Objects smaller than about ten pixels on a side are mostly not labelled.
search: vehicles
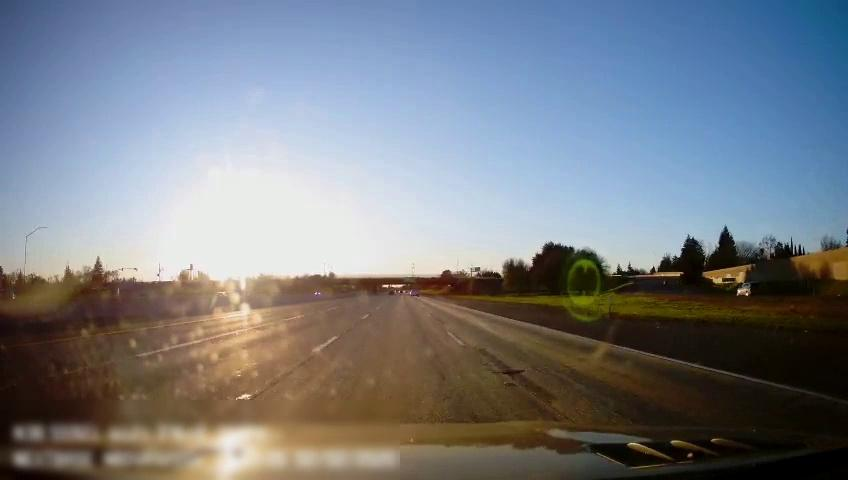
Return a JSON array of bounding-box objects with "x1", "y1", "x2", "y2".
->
[
  {"x1": 737, "y1": 281, "x2": 767, "y2": 297},
  {"x1": 409, "y1": 288, "x2": 420, "y2": 298}
]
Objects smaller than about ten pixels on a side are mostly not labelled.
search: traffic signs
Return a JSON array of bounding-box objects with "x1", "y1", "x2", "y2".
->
[{"x1": 404, "y1": 276, "x2": 416, "y2": 284}]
